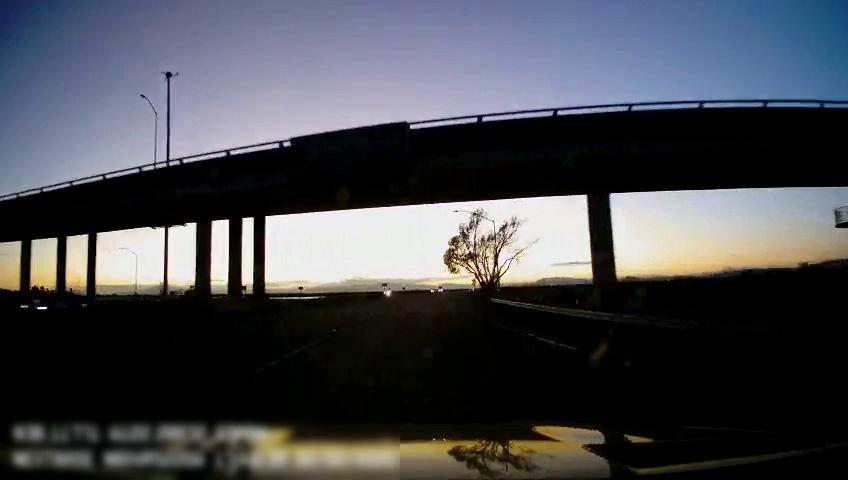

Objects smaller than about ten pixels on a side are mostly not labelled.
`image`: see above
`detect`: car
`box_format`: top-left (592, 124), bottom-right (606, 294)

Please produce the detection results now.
top-left (19, 292), bottom-right (80, 312)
